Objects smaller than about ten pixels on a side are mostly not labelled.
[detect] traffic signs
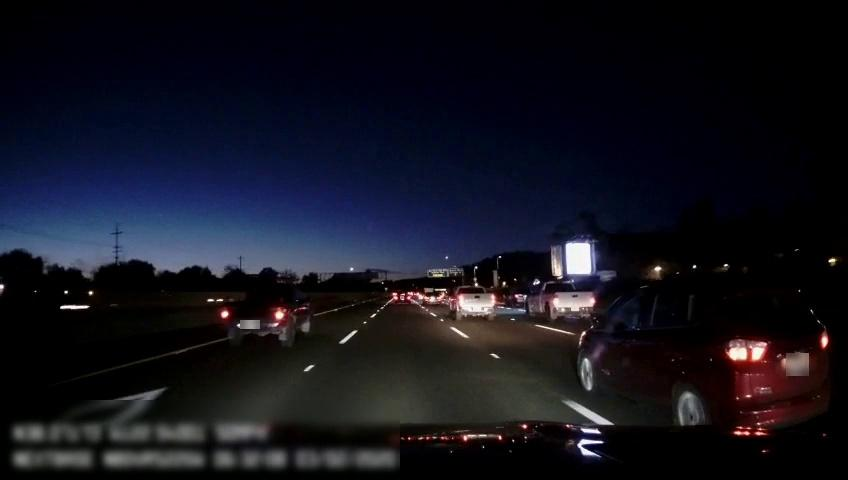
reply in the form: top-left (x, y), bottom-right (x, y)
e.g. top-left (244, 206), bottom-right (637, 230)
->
top-left (440, 269), bottom-right (456, 277)
top-left (428, 269), bottom-right (441, 277)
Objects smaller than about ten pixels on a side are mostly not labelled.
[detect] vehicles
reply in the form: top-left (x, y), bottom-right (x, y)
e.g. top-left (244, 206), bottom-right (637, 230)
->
top-left (523, 281), bottom-right (597, 324)
top-left (393, 291), bottom-right (413, 305)
top-left (448, 284), bottom-right (496, 323)
top-left (422, 293), bottom-right (443, 307)
top-left (225, 274), bottom-right (312, 349)
top-left (504, 289), bottom-right (527, 308)
top-left (573, 280), bottom-right (831, 430)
